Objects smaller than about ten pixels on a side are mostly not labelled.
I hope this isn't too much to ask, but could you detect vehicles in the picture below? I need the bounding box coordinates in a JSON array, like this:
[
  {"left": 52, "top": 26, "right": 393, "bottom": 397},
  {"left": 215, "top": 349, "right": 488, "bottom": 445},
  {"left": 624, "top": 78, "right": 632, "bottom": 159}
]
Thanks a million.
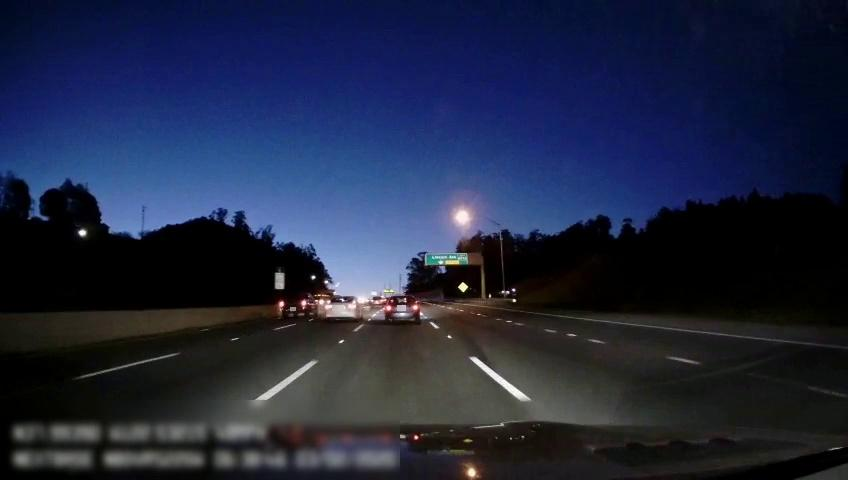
[
  {"left": 382, "top": 295, "right": 420, "bottom": 324},
  {"left": 280, "top": 293, "right": 318, "bottom": 318},
  {"left": 371, "top": 295, "right": 386, "bottom": 308},
  {"left": 326, "top": 295, "right": 364, "bottom": 323},
  {"left": 313, "top": 294, "right": 330, "bottom": 305},
  {"left": 320, "top": 299, "right": 331, "bottom": 305}
]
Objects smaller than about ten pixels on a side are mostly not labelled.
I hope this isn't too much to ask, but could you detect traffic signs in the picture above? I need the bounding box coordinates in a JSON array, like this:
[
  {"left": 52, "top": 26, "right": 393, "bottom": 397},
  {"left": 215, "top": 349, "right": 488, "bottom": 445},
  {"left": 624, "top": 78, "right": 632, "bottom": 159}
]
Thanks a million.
[
  {"left": 274, "top": 272, "right": 285, "bottom": 290},
  {"left": 425, "top": 252, "right": 468, "bottom": 266},
  {"left": 457, "top": 282, "right": 469, "bottom": 293}
]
